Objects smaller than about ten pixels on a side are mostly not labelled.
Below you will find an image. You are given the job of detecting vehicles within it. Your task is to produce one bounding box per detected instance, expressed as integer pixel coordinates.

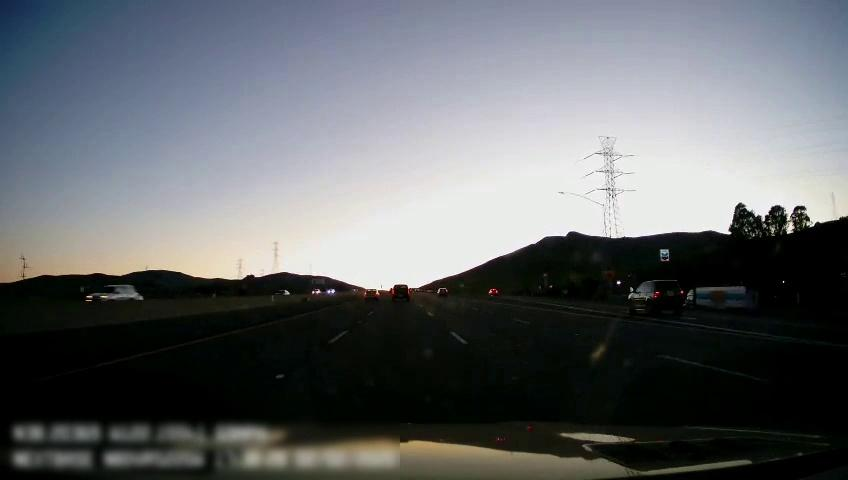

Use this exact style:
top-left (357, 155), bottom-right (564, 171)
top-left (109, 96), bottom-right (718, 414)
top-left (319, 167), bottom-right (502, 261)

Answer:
top-left (364, 289), bottom-right (380, 301)
top-left (627, 279), bottom-right (684, 316)
top-left (136, 293), bottom-right (144, 302)
top-left (83, 285), bottom-right (137, 304)
top-left (273, 290), bottom-right (291, 296)
top-left (311, 288), bottom-right (322, 295)
top-left (436, 288), bottom-right (448, 296)
top-left (683, 286), bottom-right (759, 316)
top-left (391, 284), bottom-right (410, 302)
